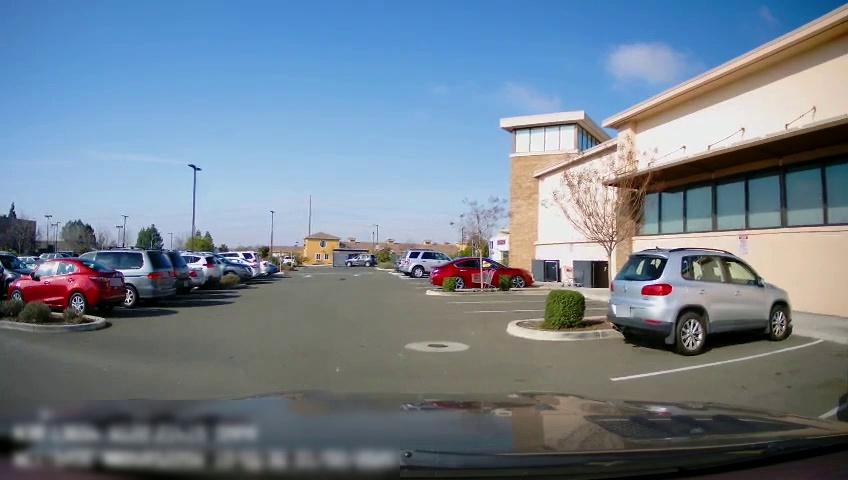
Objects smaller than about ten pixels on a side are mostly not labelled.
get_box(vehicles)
[430,256,533,289]
[395,248,452,277]
[282,254,296,266]
[224,255,259,278]
[268,261,280,274]
[606,246,792,355]
[167,251,194,294]
[7,257,126,314]
[0,251,33,296]
[78,249,177,308]
[210,252,254,280]
[187,266,205,288]
[259,259,270,278]
[217,250,262,273]
[345,253,378,267]
[182,252,224,281]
